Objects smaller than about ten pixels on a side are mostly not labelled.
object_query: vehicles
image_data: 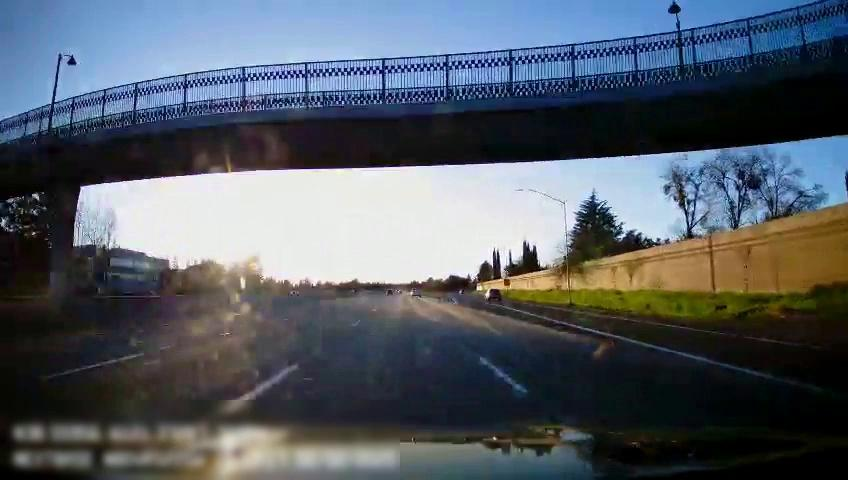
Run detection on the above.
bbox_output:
[485,288,503,301]
[385,289,395,297]
[409,287,423,298]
